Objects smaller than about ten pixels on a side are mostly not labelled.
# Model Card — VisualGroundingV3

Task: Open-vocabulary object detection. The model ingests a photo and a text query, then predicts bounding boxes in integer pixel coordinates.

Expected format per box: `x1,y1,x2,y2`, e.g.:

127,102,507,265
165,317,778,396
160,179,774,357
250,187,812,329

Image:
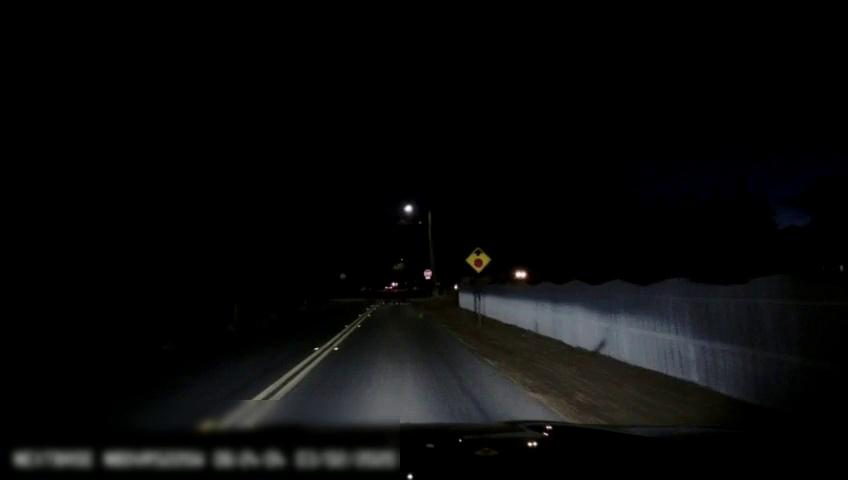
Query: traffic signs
464,247,492,274
423,269,434,280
